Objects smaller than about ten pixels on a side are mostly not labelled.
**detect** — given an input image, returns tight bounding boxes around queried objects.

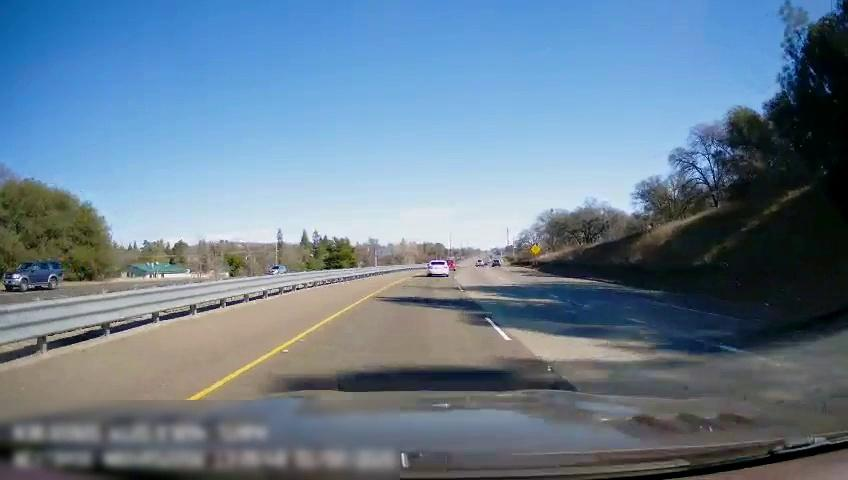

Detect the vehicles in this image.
[271,264,287,276]
[3,260,63,294]
[444,259,456,271]
[424,260,450,278]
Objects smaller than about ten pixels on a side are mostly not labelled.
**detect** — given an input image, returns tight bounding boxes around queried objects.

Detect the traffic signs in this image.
[529,245,542,255]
